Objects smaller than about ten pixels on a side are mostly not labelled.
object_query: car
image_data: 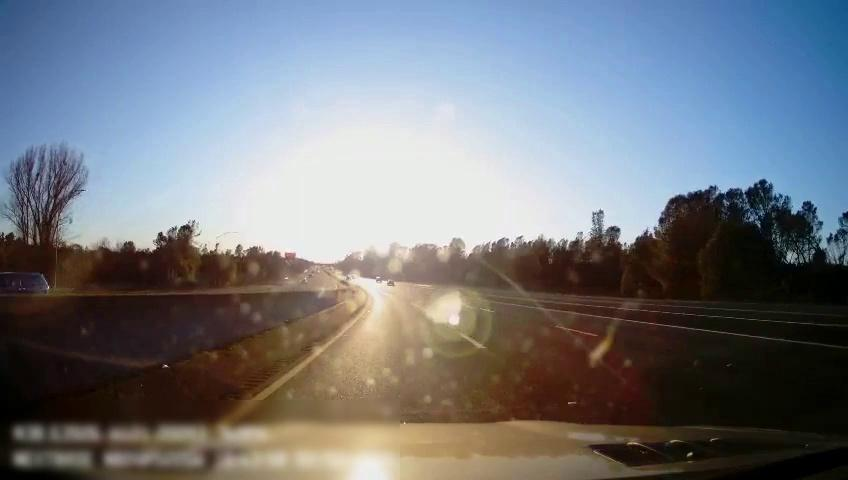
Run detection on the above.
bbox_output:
[0,272,50,295]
